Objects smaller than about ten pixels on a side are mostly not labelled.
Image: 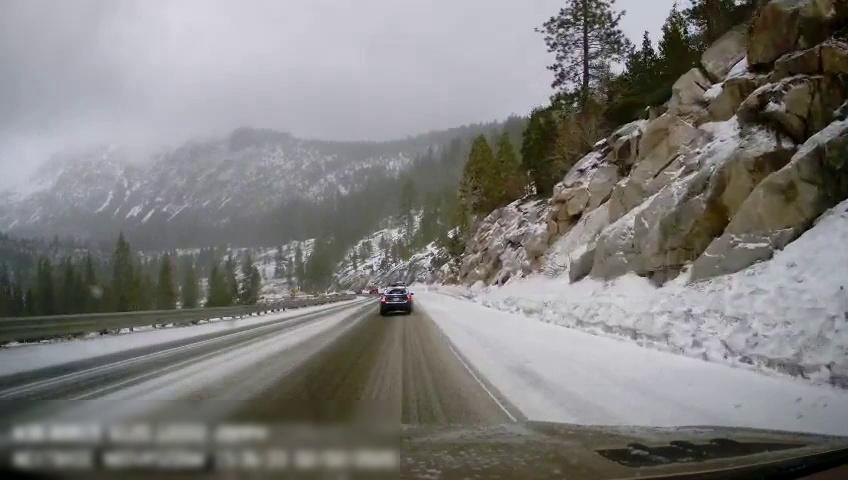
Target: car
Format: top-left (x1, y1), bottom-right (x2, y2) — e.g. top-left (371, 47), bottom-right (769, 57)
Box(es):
top-left (379, 282), bottom-right (414, 315)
